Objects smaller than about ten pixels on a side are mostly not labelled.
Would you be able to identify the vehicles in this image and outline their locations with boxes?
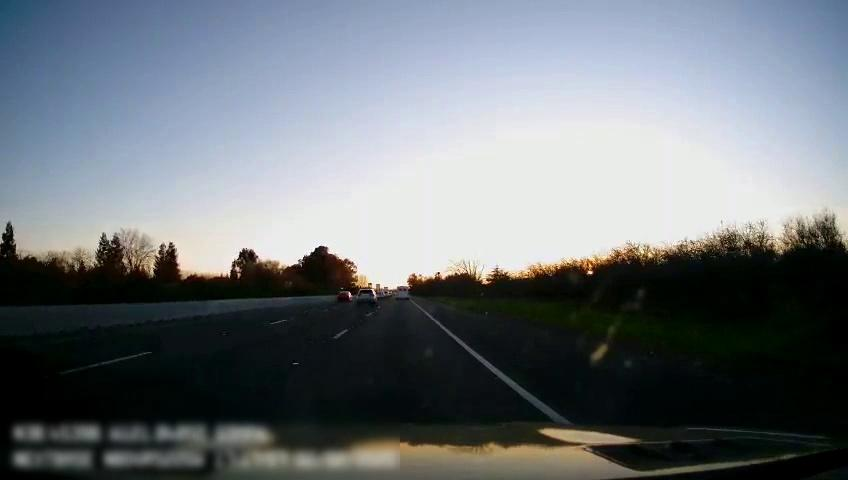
[355,288,377,307]
[376,291,386,300]
[395,286,410,301]
[337,290,353,303]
